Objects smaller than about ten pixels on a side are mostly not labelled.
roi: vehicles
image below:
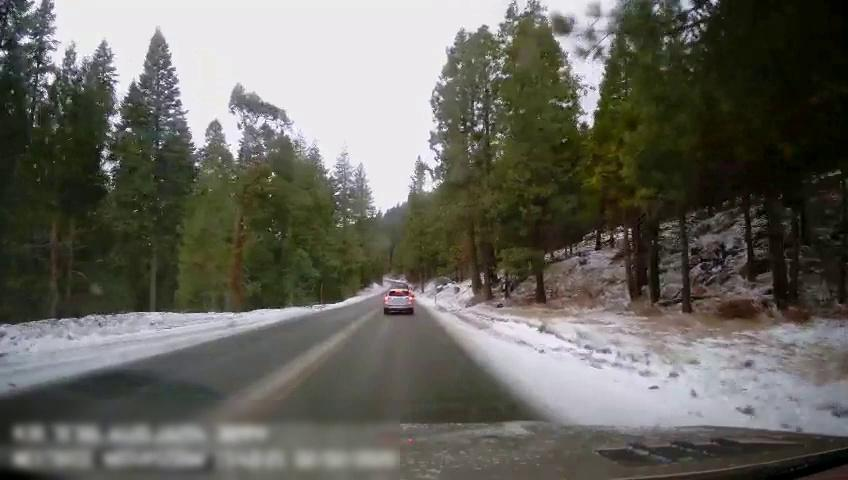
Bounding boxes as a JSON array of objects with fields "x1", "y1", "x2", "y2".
[
  {"x1": 383, "y1": 288, "x2": 415, "y2": 315},
  {"x1": 390, "y1": 284, "x2": 409, "y2": 289}
]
